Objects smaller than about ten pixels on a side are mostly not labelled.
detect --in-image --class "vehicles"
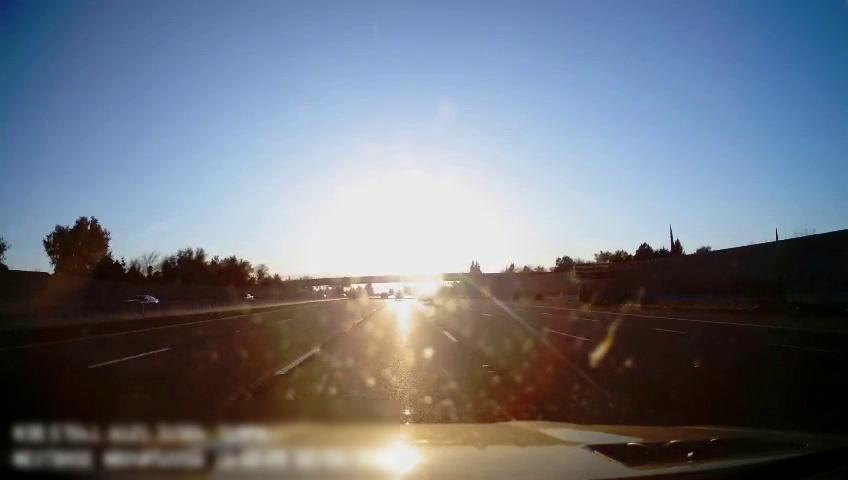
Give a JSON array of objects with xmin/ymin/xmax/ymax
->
[
  {"xmin": 240, "ymin": 293, "xmax": 254, "ymax": 301},
  {"xmin": 395, "ymin": 291, "xmax": 404, "ymax": 301},
  {"xmin": 417, "ymin": 296, "xmax": 433, "ymax": 304},
  {"xmin": 126, "ymin": 294, "xmax": 160, "ymax": 305},
  {"xmin": 380, "ymin": 292, "xmax": 389, "ymax": 299}
]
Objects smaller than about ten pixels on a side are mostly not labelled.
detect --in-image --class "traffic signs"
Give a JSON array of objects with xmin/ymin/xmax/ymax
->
[{"xmin": 574, "ymin": 262, "xmax": 613, "ymax": 279}]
